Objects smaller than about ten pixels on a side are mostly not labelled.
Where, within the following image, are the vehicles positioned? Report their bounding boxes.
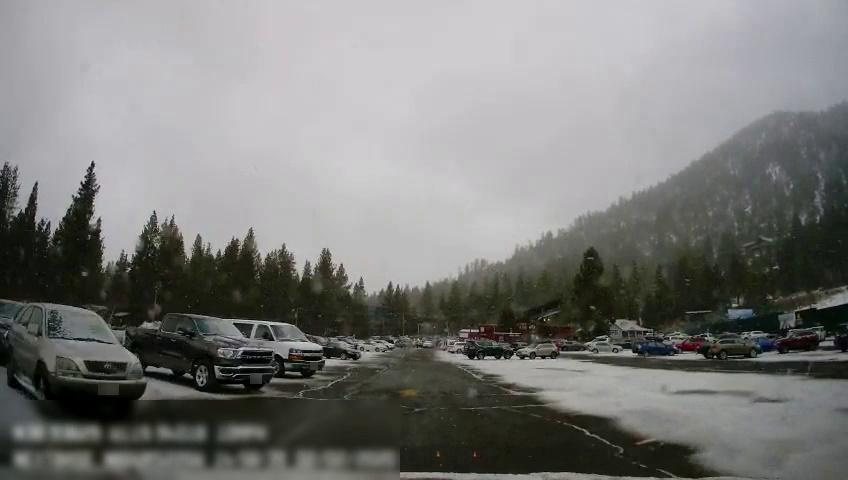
[124,313,276,392]
[560,340,585,351]
[464,338,514,360]
[583,336,609,348]
[697,340,713,360]
[230,318,325,379]
[675,338,704,353]
[588,340,623,354]
[516,343,560,360]
[372,339,395,352]
[776,328,819,354]
[711,338,762,360]
[356,341,385,353]
[637,341,674,356]
[833,321,848,353]
[322,341,362,361]
[5,302,147,420]
[0,299,19,338]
